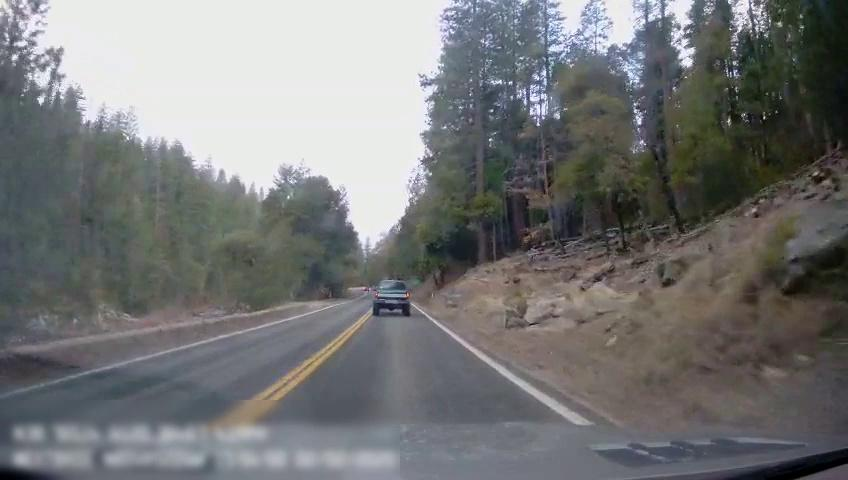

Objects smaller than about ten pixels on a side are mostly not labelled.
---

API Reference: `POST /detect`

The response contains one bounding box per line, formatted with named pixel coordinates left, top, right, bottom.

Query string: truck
left=372, top=279, right=412, bottom=317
